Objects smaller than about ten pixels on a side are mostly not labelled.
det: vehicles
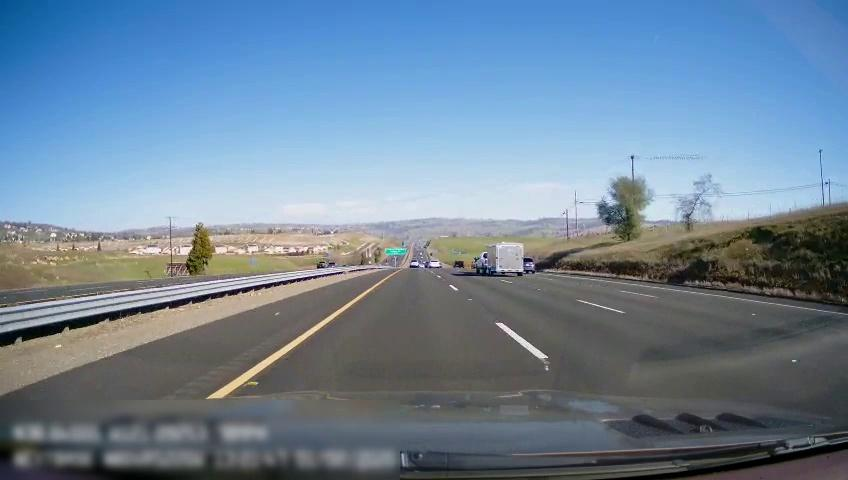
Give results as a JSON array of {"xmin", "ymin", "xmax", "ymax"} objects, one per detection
[
  {"xmin": 452, "ymin": 259, "xmax": 464, "ymax": 268},
  {"xmin": 475, "ymin": 252, "xmax": 489, "ymax": 274},
  {"xmin": 523, "ymin": 257, "xmax": 535, "ymax": 274},
  {"xmin": 470, "ymin": 256, "xmax": 480, "ymax": 270},
  {"xmin": 488, "ymin": 244, "xmax": 525, "ymax": 276},
  {"xmin": 316, "ymin": 261, "xmax": 329, "ymax": 268},
  {"xmin": 428, "ymin": 258, "xmax": 441, "ymax": 268}
]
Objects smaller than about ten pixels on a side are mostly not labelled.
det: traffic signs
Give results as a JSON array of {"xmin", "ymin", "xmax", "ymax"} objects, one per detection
[{"xmin": 383, "ymin": 247, "xmax": 406, "ymax": 256}]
